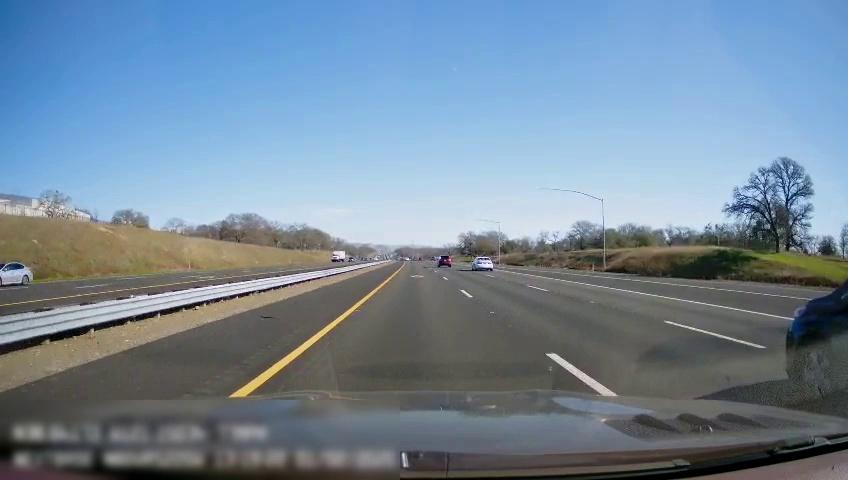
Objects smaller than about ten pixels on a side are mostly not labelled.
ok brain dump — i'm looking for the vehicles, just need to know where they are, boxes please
[472,256,493,271]
[783,278,848,419]
[347,257,355,263]
[331,251,345,263]
[0,262,33,287]
[437,255,452,268]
